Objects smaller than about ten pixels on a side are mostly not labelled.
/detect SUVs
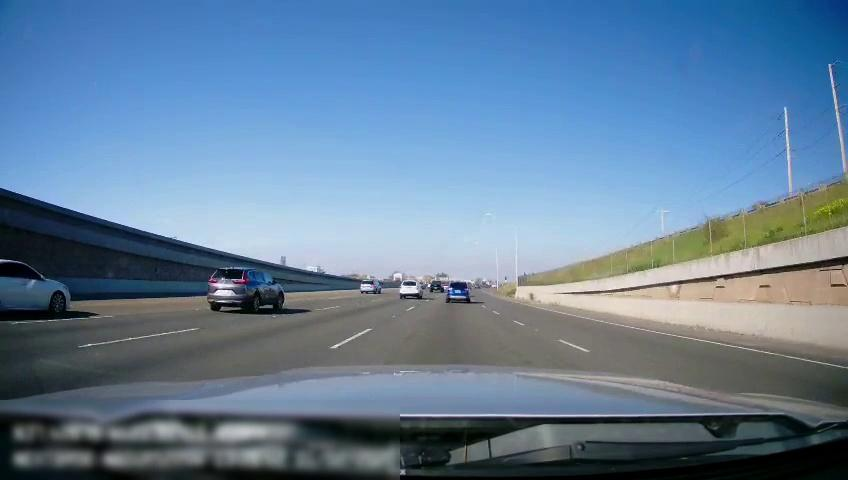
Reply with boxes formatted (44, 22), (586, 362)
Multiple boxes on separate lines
(445, 281), (472, 304)
(205, 265), (286, 313)
(398, 279), (423, 300)
(429, 280), (445, 293)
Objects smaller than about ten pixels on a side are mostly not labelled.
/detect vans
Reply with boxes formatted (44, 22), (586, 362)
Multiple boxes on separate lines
(360, 279), (382, 295)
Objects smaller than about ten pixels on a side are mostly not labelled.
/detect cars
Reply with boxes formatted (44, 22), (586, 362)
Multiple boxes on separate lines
(0, 258), (73, 317)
